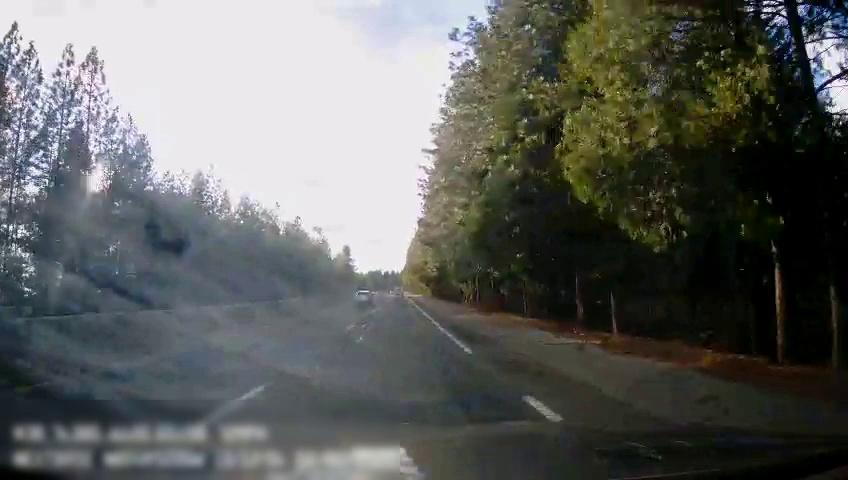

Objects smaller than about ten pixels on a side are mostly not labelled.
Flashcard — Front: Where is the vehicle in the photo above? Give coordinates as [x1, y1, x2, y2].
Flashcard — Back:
[354, 289, 372, 306]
